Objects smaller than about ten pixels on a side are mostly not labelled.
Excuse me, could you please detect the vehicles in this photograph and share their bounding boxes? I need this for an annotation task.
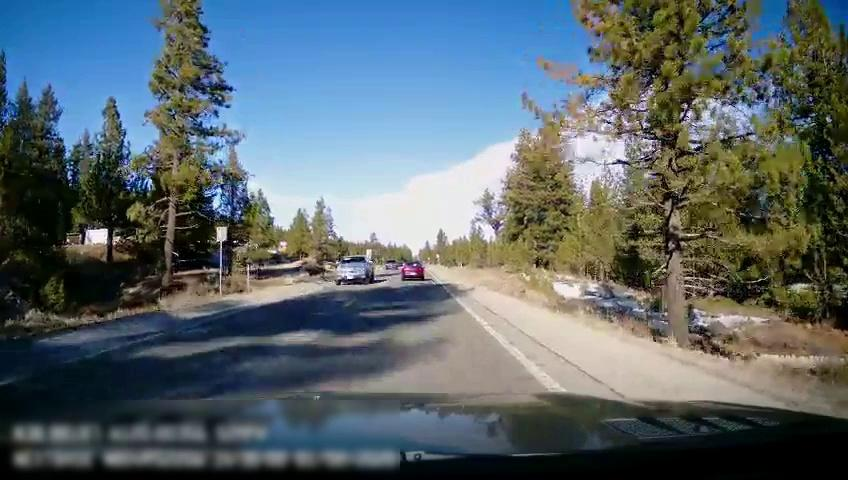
[400,259,424,281]
[384,259,399,271]
[335,255,375,286]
